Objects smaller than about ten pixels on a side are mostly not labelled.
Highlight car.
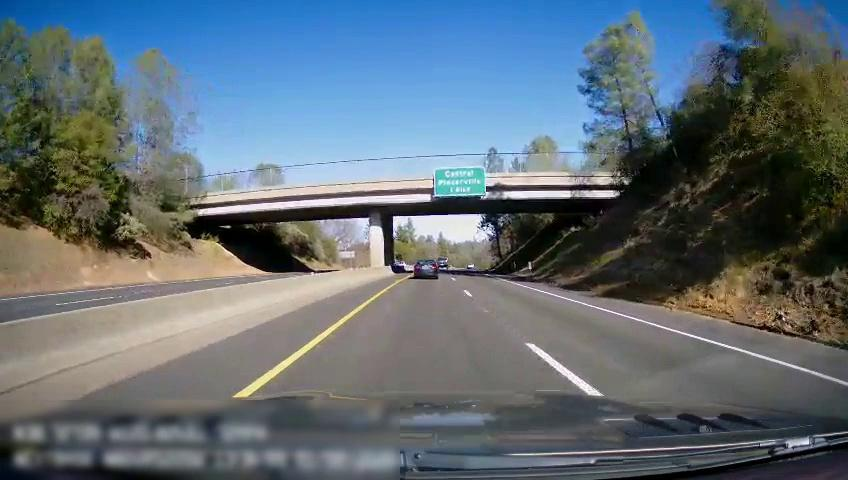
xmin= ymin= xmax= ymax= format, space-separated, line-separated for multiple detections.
xmin=414 ymin=258 xmax=440 ymax=279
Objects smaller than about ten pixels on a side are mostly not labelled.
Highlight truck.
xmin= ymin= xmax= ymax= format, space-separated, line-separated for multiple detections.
xmin=436 ymin=256 xmax=449 ymax=269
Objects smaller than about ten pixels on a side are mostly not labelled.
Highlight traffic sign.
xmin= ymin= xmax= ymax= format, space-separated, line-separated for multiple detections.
xmin=434 ymin=167 xmax=487 ymax=199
